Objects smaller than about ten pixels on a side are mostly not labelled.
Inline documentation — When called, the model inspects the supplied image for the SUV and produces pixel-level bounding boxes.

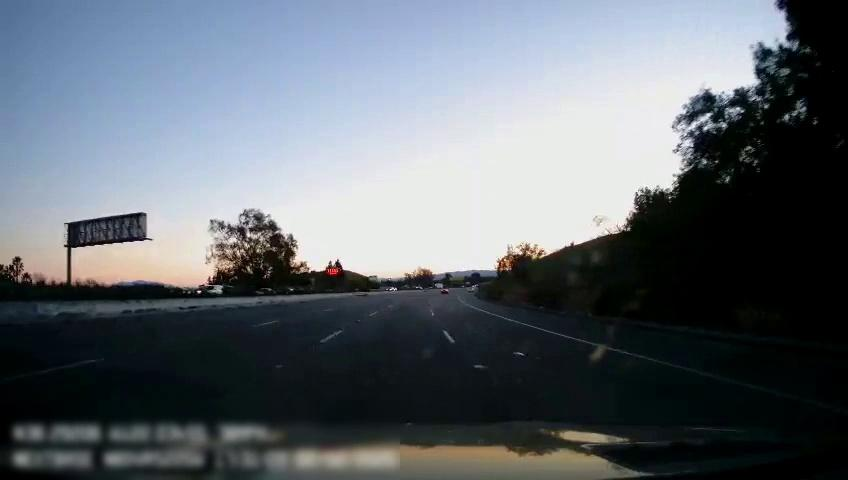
[205,285,225,296]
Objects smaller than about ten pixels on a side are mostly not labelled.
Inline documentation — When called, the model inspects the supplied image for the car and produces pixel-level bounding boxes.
[253,287,275,296]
